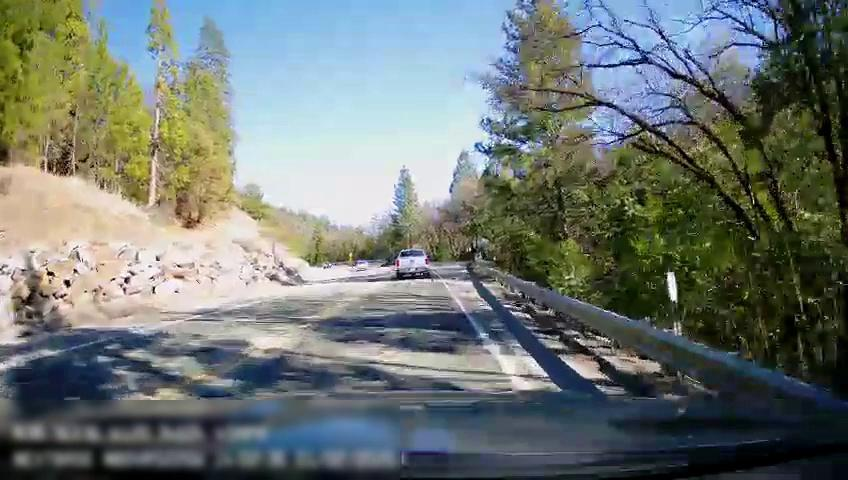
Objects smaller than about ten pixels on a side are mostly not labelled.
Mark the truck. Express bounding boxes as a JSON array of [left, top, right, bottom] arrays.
[[394, 248, 430, 280]]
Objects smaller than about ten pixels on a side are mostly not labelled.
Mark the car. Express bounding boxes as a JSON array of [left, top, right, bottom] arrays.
[[351, 260, 368, 272]]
